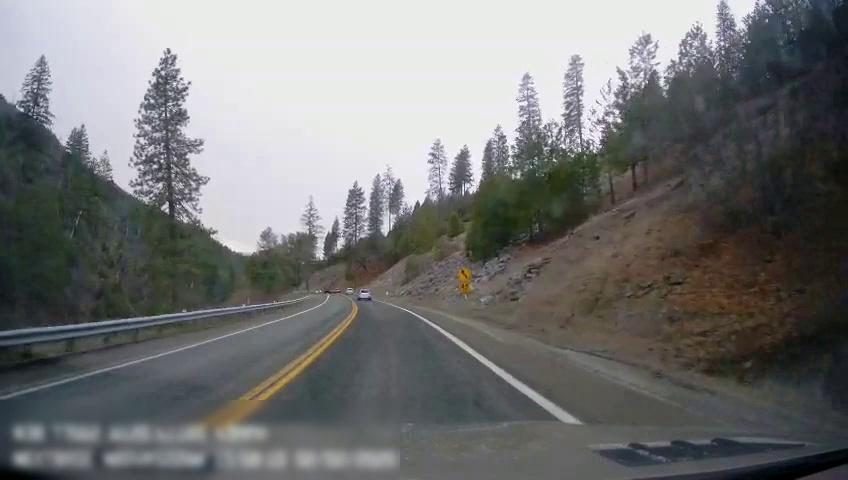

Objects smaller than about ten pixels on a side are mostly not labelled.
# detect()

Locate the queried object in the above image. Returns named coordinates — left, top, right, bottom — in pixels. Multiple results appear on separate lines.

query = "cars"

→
left=357, top=288, right=372, bottom=301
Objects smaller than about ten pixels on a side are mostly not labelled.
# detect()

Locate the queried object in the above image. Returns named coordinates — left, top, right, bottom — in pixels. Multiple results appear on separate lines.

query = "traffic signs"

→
left=457, top=265, right=472, bottom=282
left=458, top=281, right=472, bottom=293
